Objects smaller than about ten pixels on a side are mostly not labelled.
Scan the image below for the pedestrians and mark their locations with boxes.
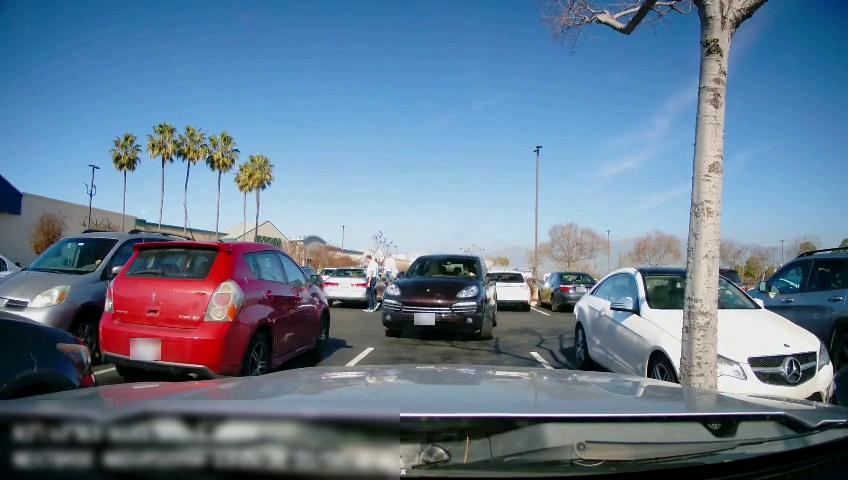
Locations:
[362,254,378,313]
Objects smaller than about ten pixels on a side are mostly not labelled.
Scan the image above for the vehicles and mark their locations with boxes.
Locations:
[316,267,360,289]
[732,246,848,396]
[323,267,389,309]
[374,272,398,290]
[718,268,748,301]
[0,307,106,402]
[482,271,531,313]
[97,241,330,383]
[573,266,836,405]
[0,254,36,289]
[281,267,328,294]
[536,271,603,313]
[382,254,499,341]
[0,228,217,366]
[826,365,848,407]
